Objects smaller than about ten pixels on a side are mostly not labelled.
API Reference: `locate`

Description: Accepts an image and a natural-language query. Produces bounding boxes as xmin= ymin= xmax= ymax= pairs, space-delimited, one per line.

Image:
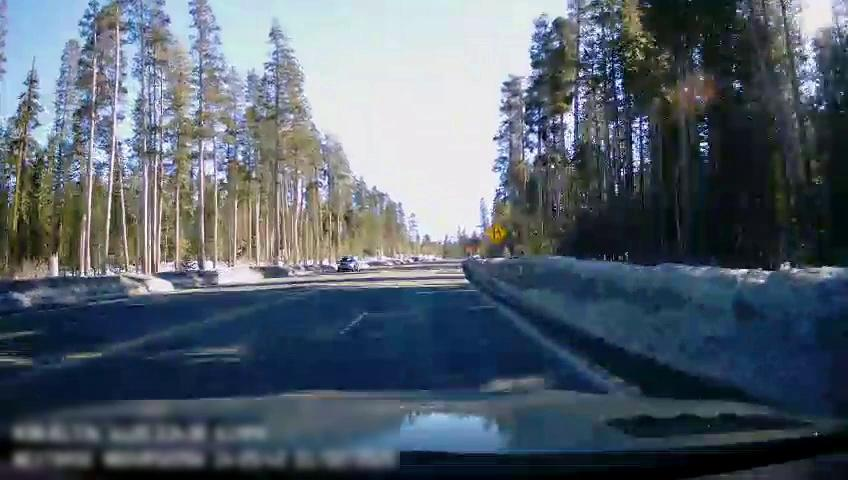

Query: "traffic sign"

xmin=488 ymin=221 xmax=509 ymax=244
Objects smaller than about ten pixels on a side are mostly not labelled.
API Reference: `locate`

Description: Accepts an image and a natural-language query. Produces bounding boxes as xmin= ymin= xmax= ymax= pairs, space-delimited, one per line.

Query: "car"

xmin=337 ymin=256 xmax=361 ymax=273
